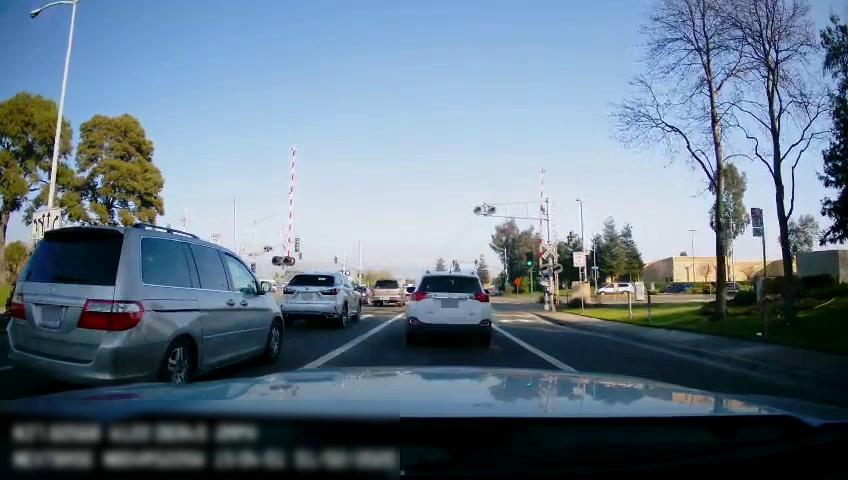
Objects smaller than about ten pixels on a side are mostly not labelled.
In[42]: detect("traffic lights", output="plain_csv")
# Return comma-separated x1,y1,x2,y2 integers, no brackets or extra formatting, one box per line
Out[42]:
271,255,283,266
526,251,534,267
553,263,564,273
538,264,551,273
294,238,300,253
283,255,296,266
250,263,256,273
567,231,574,246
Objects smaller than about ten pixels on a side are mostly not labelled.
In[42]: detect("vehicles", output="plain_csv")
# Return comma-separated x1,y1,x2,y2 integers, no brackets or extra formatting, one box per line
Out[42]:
371,279,406,307
597,282,635,296
660,281,690,294
279,271,362,329
5,221,286,388
406,271,494,341
703,280,741,295
351,285,370,306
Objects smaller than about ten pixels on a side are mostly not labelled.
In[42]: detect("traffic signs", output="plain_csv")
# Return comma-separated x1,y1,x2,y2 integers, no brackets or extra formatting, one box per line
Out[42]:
541,239,560,260
30,207,61,240
573,251,586,267
750,207,763,228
